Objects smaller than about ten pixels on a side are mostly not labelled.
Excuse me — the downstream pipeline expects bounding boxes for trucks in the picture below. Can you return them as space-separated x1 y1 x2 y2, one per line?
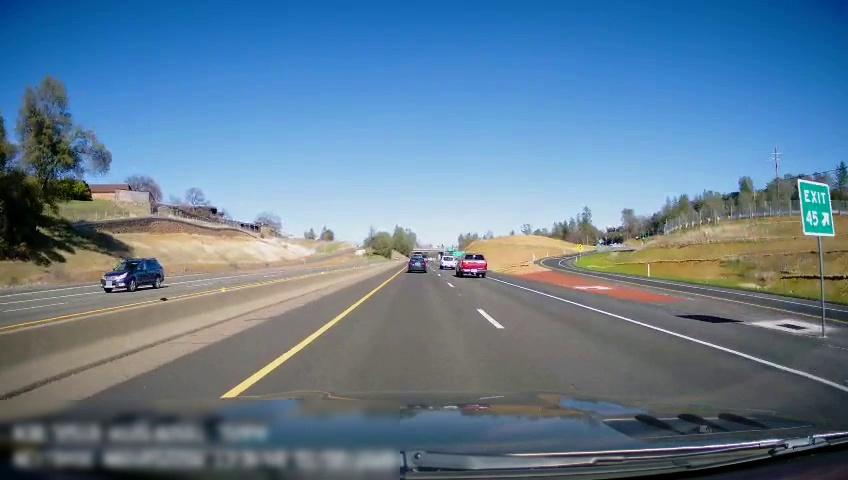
440 255 457 270
454 253 487 279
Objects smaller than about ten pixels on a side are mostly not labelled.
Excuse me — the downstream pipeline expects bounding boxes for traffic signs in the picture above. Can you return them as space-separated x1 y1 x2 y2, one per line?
578 240 585 251
453 251 465 257
796 178 836 237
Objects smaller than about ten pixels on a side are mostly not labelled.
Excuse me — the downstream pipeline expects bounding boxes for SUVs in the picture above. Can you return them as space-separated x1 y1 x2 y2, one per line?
99 258 165 294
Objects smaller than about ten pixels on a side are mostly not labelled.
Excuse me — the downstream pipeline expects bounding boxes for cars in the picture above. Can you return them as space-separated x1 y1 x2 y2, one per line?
406 256 428 274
